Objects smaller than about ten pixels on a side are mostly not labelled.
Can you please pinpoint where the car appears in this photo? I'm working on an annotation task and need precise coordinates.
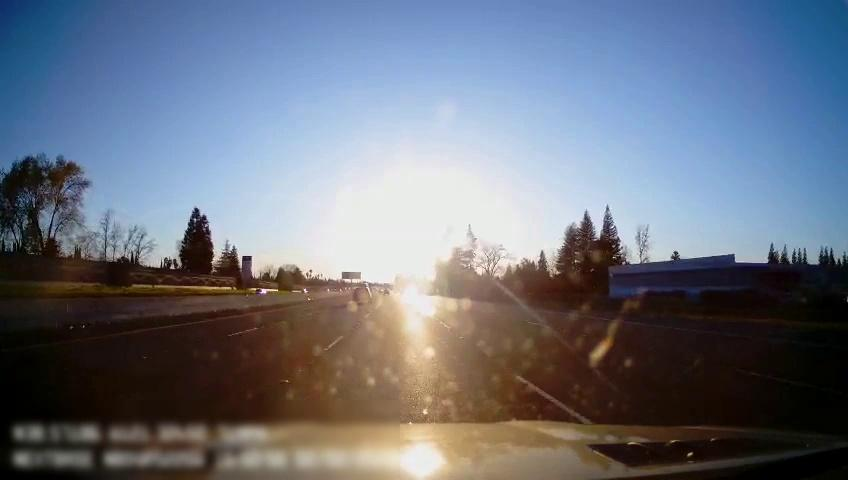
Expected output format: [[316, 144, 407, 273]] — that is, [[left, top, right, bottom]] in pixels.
[[254, 288, 267, 296]]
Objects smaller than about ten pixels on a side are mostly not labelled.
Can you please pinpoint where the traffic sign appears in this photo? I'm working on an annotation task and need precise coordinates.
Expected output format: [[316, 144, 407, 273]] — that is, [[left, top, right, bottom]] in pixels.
[[341, 271, 361, 280]]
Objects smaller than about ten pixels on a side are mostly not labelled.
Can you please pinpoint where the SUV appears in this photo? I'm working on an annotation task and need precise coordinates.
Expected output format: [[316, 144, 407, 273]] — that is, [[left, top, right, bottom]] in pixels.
[[353, 282, 372, 304]]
